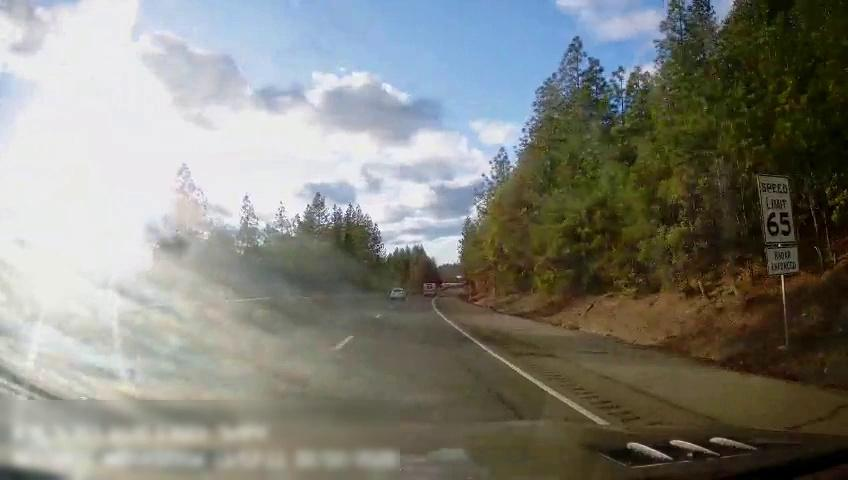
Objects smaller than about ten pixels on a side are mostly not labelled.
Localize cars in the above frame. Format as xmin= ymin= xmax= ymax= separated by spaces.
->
xmin=389 ymin=286 xmax=405 ymax=300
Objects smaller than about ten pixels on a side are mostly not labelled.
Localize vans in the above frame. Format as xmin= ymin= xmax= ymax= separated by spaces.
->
xmin=423 ymin=282 xmax=438 ymax=297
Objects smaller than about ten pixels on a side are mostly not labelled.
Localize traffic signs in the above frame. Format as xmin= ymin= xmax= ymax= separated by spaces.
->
xmin=757 ymin=175 xmax=798 ymax=244
xmin=765 ymin=246 xmax=798 ymax=276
